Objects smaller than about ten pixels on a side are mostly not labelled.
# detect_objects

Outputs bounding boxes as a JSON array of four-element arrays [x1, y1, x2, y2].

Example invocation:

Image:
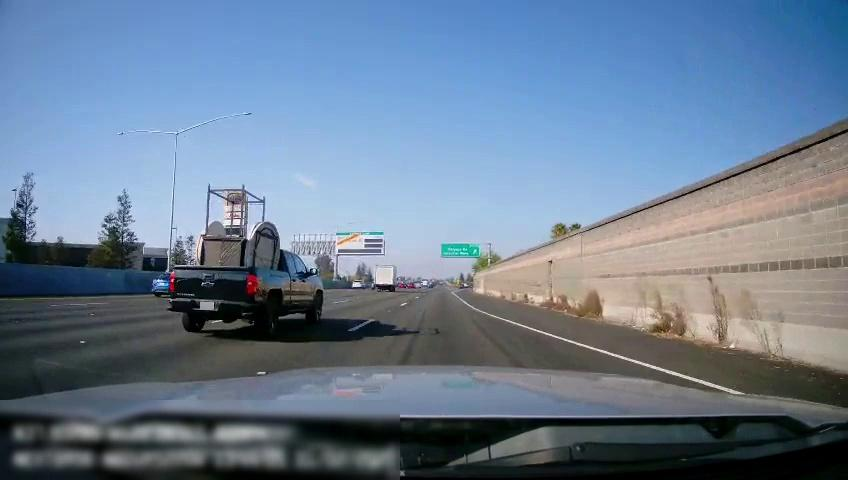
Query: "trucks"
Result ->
[[374, 267, 395, 292], [167, 248, 323, 338]]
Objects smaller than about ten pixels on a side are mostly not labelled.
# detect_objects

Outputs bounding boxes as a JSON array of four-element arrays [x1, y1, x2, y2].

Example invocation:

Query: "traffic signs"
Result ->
[[440, 243, 481, 259]]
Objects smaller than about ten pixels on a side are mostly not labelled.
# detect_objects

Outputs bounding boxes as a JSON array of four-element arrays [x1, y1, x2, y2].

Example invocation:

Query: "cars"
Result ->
[[152, 272, 170, 297], [352, 279, 368, 290]]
